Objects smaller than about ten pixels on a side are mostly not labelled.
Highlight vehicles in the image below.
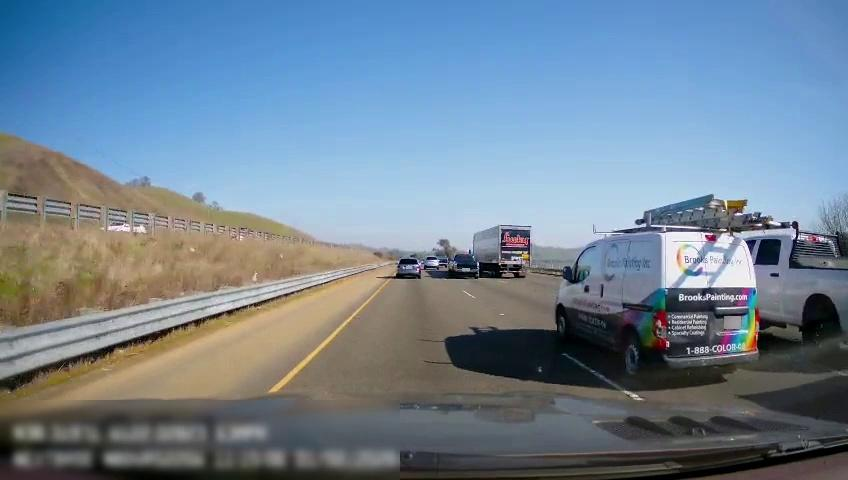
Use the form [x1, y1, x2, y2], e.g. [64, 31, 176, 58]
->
[433, 255, 448, 268]
[423, 255, 440, 271]
[446, 253, 480, 280]
[728, 219, 848, 360]
[468, 223, 533, 279]
[395, 258, 422, 279]
[553, 192, 800, 381]
[99, 221, 148, 233]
